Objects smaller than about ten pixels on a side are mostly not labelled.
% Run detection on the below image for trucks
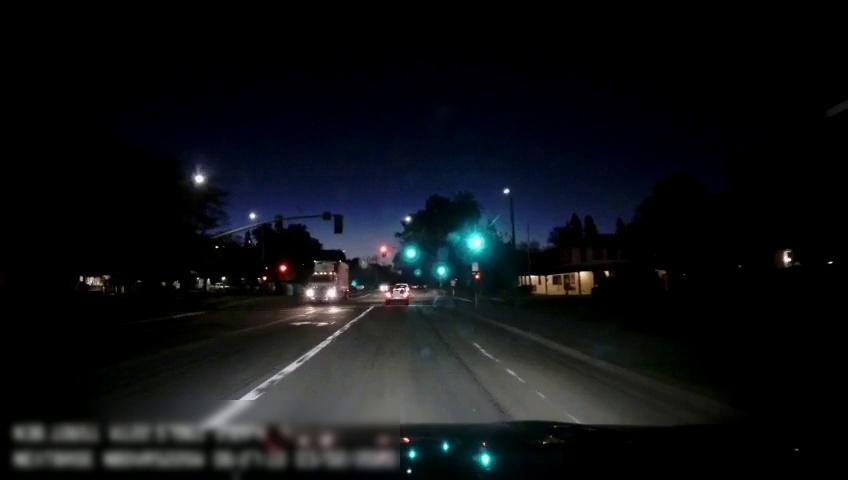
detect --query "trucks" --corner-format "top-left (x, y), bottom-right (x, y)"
top-left (304, 260), bottom-right (350, 304)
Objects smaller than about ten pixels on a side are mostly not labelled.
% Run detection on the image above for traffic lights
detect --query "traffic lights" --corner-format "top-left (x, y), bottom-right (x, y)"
top-left (439, 261), bottom-right (446, 276)
top-left (476, 232), bottom-right (483, 248)
top-left (408, 244), bottom-right (415, 259)
top-left (274, 214), bottom-right (282, 233)
top-left (334, 214), bottom-right (343, 233)
top-left (380, 243), bottom-right (387, 256)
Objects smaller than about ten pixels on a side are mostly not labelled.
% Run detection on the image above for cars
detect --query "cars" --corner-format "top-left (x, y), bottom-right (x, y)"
top-left (385, 285), bottom-right (409, 306)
